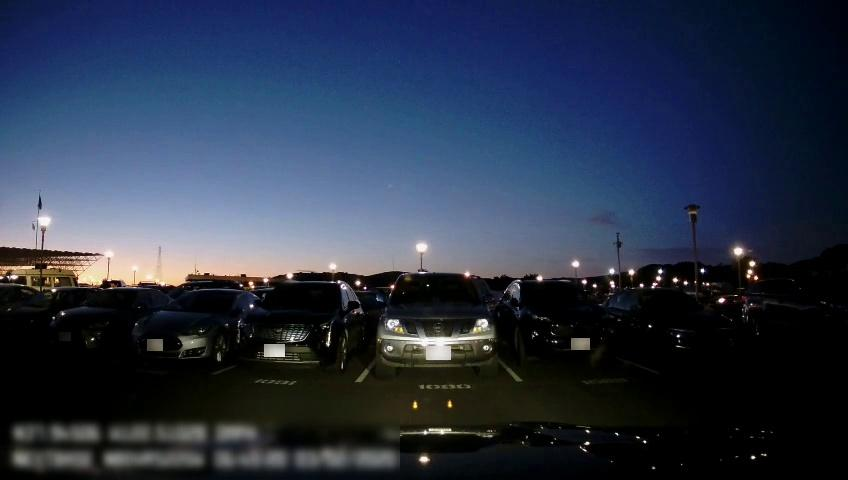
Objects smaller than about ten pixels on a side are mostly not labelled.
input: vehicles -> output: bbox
[598,288,746,371]
[0,287,104,338]
[372,272,506,384]
[712,287,750,311]
[740,279,848,340]
[493,278,628,364]
[99,279,127,288]
[0,284,41,312]
[44,287,172,354]
[0,267,78,291]
[235,278,371,375]
[130,287,262,367]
